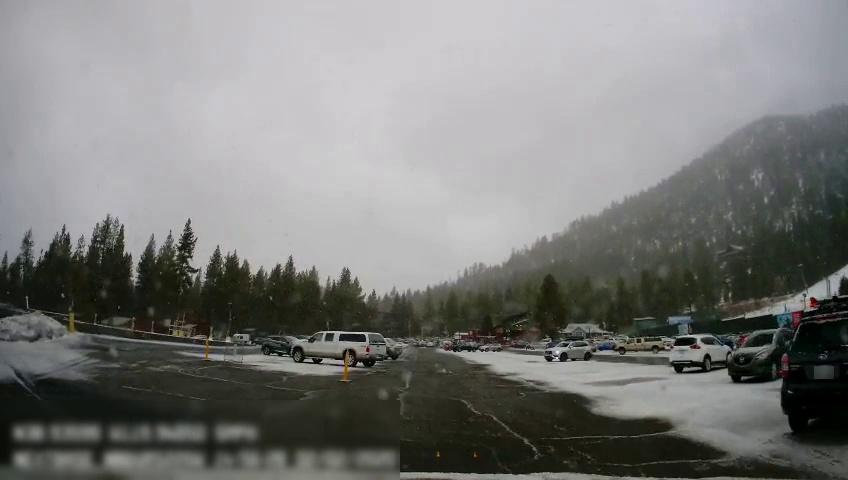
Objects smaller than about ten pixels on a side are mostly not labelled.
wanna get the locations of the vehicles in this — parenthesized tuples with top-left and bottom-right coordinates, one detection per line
(670, 334, 734, 373)
(260, 336, 296, 358)
(289, 331, 389, 368)
(479, 343, 503, 352)
(780, 310, 848, 441)
(615, 337, 665, 356)
(544, 342, 594, 363)
(384, 337, 401, 361)
(727, 328, 793, 385)
(451, 340, 477, 352)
